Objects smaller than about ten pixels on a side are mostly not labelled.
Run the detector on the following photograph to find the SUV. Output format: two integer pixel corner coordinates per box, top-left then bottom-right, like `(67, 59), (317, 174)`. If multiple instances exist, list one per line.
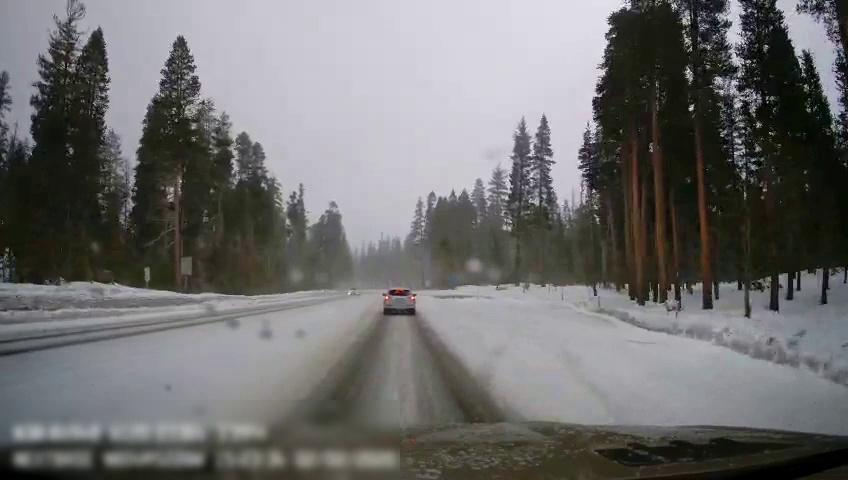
(381, 288), (417, 315)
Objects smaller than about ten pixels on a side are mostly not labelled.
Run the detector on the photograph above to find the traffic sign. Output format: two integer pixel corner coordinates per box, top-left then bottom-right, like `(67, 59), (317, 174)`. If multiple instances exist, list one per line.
(180, 256), (193, 276)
